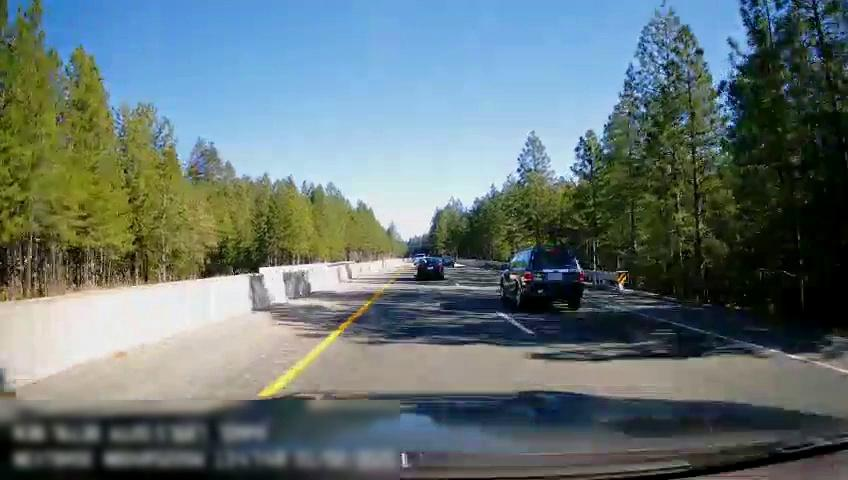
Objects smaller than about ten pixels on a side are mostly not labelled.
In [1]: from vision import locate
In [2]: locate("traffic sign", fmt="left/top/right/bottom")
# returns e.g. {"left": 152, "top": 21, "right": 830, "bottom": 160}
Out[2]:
{"left": 616, "top": 271, "right": 631, "bottom": 284}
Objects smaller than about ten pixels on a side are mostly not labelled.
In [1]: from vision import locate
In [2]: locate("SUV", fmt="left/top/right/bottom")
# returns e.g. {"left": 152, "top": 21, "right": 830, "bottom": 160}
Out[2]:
{"left": 499, "top": 249, "right": 584, "bottom": 309}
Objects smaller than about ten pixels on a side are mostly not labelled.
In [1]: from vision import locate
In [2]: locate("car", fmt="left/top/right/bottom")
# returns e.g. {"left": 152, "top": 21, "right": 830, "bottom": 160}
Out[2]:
{"left": 416, "top": 257, "right": 444, "bottom": 281}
